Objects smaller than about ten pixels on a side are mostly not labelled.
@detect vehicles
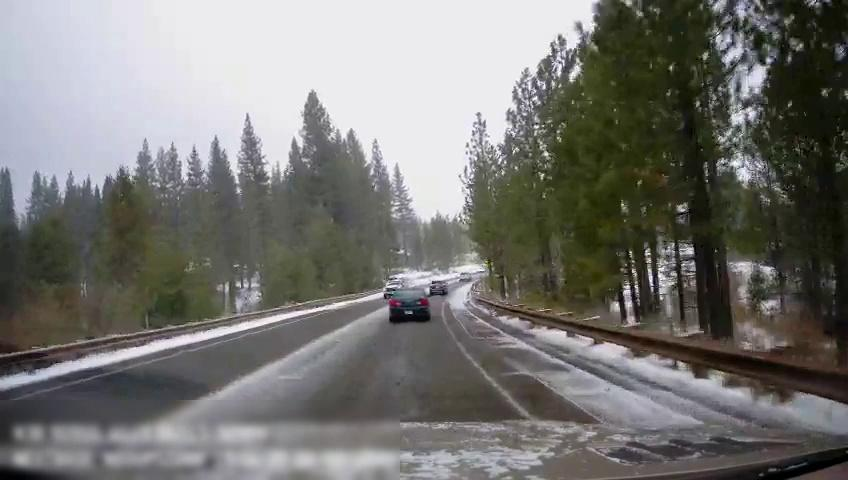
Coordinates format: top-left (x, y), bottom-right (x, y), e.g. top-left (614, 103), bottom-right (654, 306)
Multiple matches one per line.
top-left (388, 287), bottom-right (431, 322)
top-left (429, 279), bottom-right (449, 296)
top-left (459, 273), bottom-right (472, 282)
top-left (382, 277), bottom-right (404, 299)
